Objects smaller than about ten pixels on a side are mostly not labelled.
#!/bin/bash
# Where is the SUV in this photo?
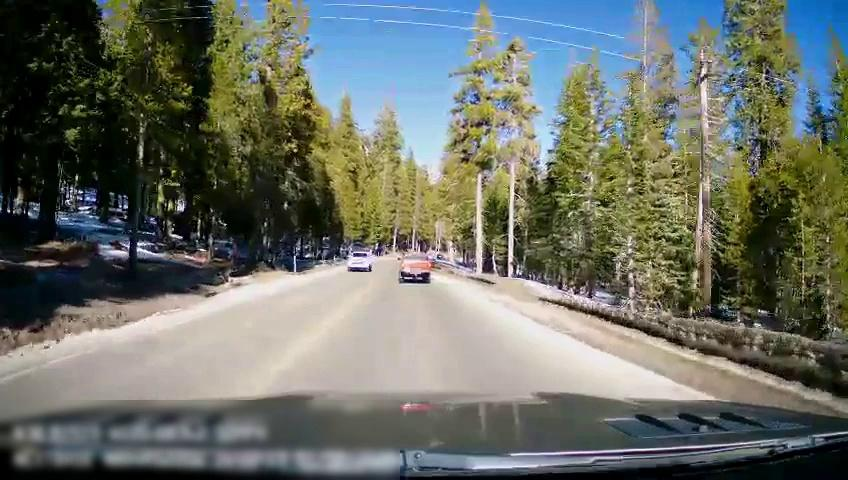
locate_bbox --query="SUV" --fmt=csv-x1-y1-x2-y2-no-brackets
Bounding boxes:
347,251,373,272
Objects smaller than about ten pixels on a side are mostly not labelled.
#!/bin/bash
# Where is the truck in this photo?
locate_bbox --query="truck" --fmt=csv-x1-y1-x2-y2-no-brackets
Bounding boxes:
398,251,432,283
